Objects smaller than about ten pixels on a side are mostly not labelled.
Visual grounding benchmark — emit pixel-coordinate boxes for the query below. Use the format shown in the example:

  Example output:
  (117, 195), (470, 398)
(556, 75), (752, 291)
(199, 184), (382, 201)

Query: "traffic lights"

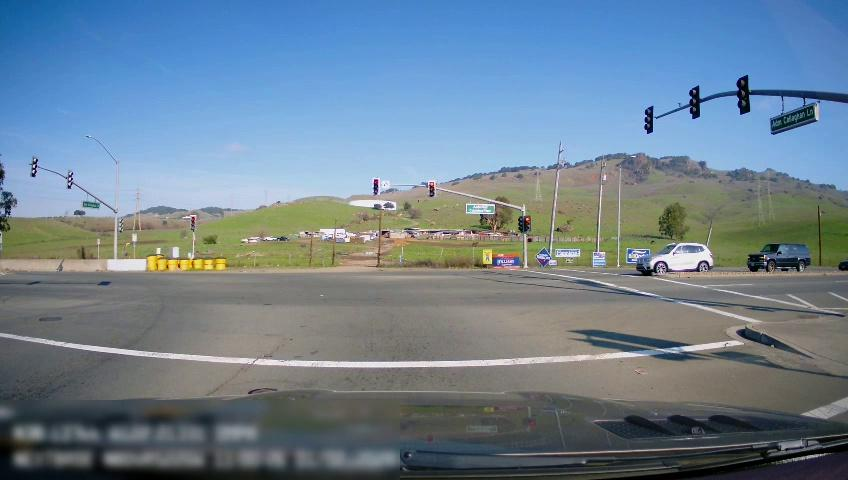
(371, 176), (382, 196)
(687, 84), (702, 120)
(643, 104), (655, 135)
(117, 215), (125, 233)
(523, 214), (533, 232)
(30, 156), (40, 178)
(189, 214), (198, 232)
(517, 215), (525, 232)
(735, 74), (751, 115)
(66, 168), (75, 190)
(426, 178), (437, 197)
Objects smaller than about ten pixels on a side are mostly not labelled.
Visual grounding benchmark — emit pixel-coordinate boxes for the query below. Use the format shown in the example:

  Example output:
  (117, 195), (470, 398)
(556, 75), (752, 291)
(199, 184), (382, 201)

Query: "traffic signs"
(768, 100), (821, 135)
(464, 201), (497, 216)
(81, 199), (101, 209)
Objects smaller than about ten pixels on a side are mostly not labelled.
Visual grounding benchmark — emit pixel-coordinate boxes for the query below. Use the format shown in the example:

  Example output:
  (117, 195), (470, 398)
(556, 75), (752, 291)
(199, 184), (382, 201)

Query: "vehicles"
(746, 243), (812, 273)
(636, 242), (714, 276)
(838, 261), (848, 272)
